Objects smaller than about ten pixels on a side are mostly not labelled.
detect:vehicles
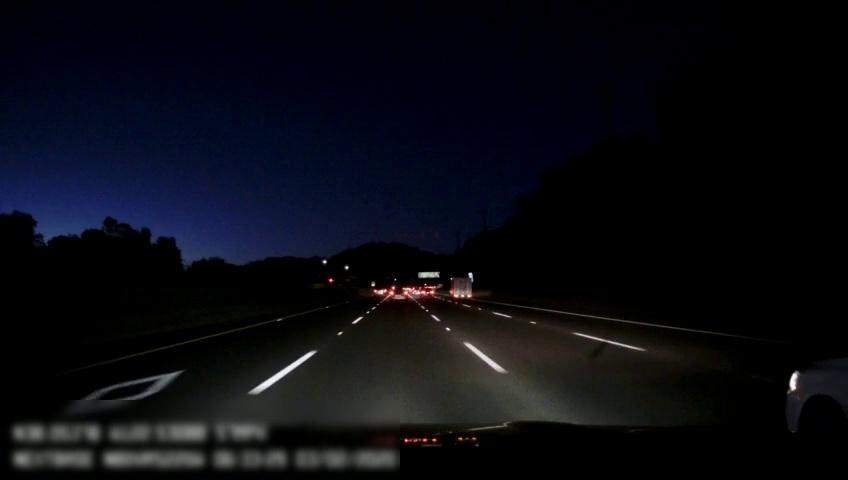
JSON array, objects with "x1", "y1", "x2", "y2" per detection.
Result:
[
  {"x1": 389, "y1": 288, "x2": 409, "y2": 303},
  {"x1": 449, "y1": 279, "x2": 473, "y2": 307},
  {"x1": 785, "y1": 356, "x2": 848, "y2": 438},
  {"x1": 419, "y1": 287, "x2": 435, "y2": 298}
]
